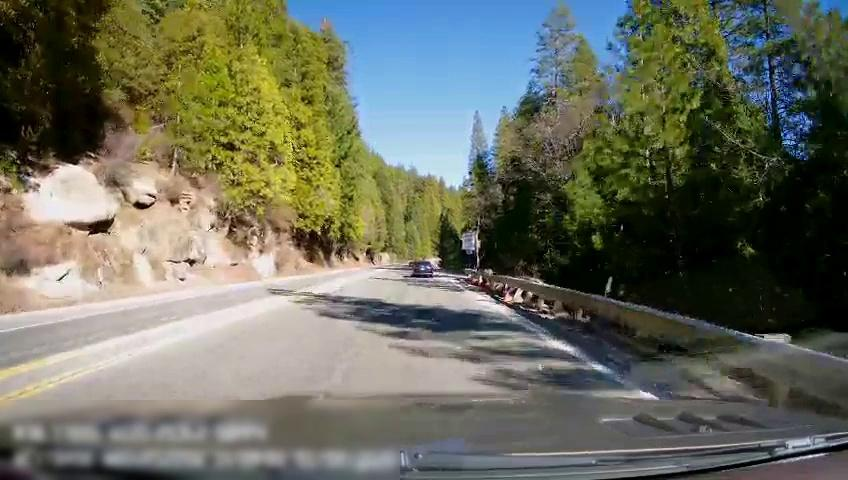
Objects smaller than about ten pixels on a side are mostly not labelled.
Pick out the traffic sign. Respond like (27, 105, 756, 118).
(461, 232, 476, 251)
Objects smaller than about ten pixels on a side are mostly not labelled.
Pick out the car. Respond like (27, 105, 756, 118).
(412, 260, 434, 278)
